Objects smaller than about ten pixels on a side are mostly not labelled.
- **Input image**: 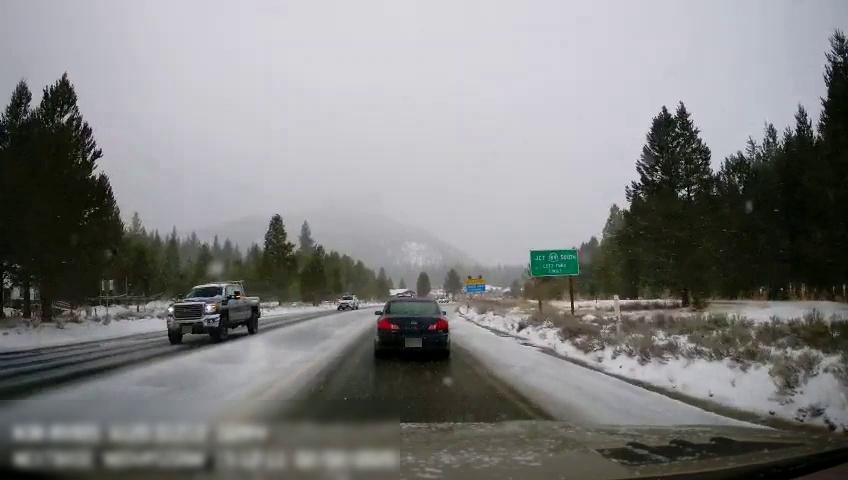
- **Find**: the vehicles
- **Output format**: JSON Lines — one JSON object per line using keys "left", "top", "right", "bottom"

{"left": 396, "top": 294, "right": 414, "bottom": 298}
{"left": 337, "top": 295, "right": 358, "bottom": 310}
{"left": 438, "top": 296, "right": 449, "bottom": 303}
{"left": 374, "top": 297, "right": 451, "bottom": 367}
{"left": 166, "top": 284, "right": 261, "bottom": 344}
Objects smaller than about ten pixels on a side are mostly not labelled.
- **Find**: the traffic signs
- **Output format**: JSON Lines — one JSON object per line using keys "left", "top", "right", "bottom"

{"left": 466, "top": 283, "right": 486, "bottom": 293}
{"left": 530, "top": 249, "right": 580, "bottom": 278}
{"left": 466, "top": 279, "right": 486, "bottom": 284}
